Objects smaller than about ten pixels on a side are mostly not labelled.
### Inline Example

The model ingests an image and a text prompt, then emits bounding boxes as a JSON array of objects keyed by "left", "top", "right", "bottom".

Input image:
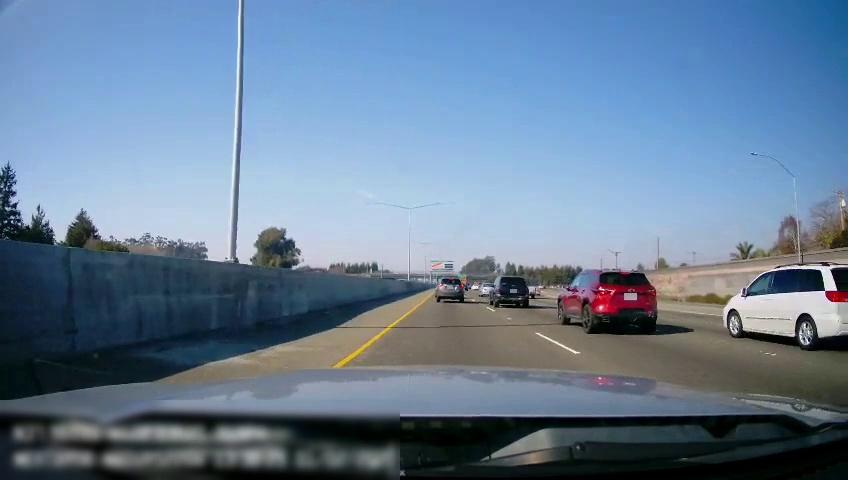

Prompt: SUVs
[
  {"left": 489, "top": 276, "right": 529, "bottom": 308},
  {"left": 435, "top": 278, "right": 465, "bottom": 303},
  {"left": 557, "top": 268, "right": 658, "bottom": 335}
]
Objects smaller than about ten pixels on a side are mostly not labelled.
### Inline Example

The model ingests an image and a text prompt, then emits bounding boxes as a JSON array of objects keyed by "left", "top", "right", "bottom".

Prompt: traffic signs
[{"left": 430, "top": 259, "right": 454, "bottom": 271}]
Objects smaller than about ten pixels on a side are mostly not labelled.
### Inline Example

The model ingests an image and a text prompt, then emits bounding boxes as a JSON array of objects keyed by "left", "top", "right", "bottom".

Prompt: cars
[{"left": 478, "top": 282, "right": 491, "bottom": 298}]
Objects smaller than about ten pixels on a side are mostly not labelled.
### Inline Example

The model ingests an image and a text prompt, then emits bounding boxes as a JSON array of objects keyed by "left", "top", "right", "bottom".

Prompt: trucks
[{"left": 527, "top": 285, "right": 544, "bottom": 299}]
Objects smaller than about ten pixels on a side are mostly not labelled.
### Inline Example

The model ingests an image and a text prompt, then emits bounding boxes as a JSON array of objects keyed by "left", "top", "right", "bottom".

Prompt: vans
[{"left": 722, "top": 260, "right": 848, "bottom": 350}]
